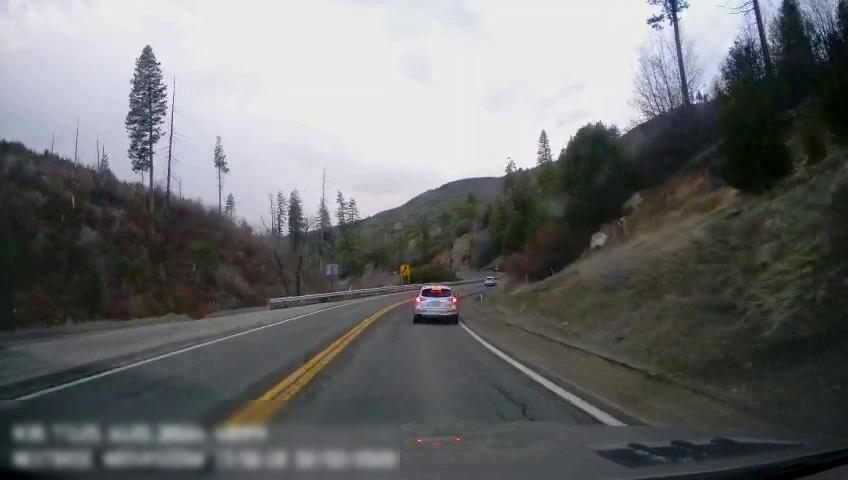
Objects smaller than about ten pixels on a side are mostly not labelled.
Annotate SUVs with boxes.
[411,285,458,324]
[484,276,498,287]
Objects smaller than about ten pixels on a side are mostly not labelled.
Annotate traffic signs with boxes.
[400,264,410,275]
